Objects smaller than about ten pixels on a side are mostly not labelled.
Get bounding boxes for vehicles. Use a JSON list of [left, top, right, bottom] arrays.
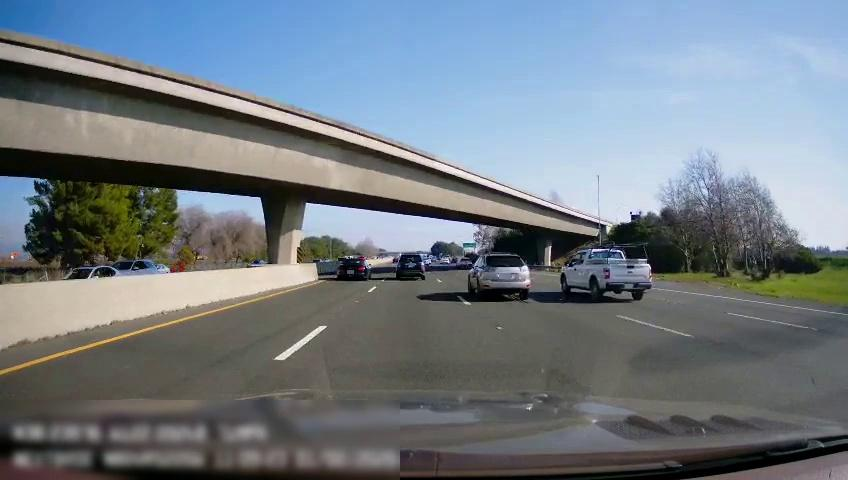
[[246, 258, 268, 269], [455, 257, 473, 269], [466, 252, 531, 302], [395, 252, 425, 280], [152, 262, 171, 275], [558, 241, 653, 302], [439, 256, 450, 264], [313, 256, 331, 264], [110, 258, 161, 278], [336, 259, 372, 281], [62, 263, 128, 281]]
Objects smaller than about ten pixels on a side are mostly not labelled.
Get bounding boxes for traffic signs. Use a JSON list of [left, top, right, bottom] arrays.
[[461, 242, 477, 249]]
